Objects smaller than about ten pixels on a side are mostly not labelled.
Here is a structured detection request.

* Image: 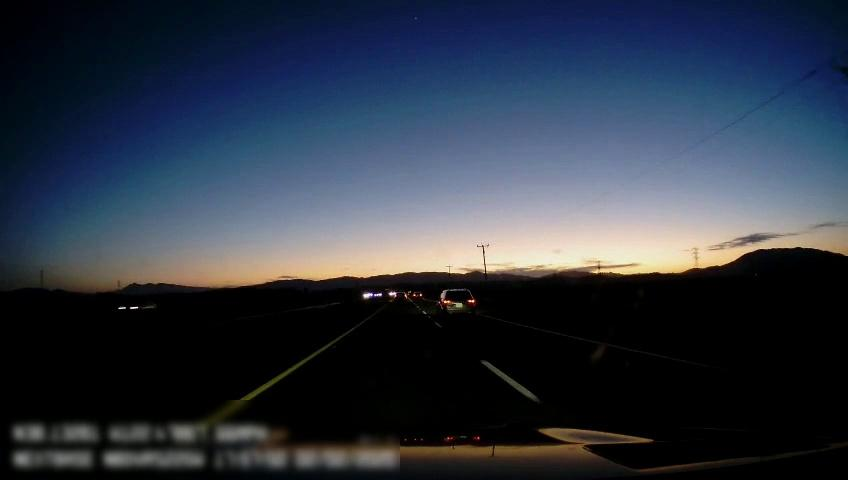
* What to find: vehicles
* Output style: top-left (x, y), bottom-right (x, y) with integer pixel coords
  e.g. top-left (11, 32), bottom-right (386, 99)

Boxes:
top-left (436, 289), bottom-right (476, 319)
top-left (117, 299), bottom-right (158, 313)
top-left (412, 291), bottom-right (424, 301)
top-left (393, 291), bottom-right (408, 303)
